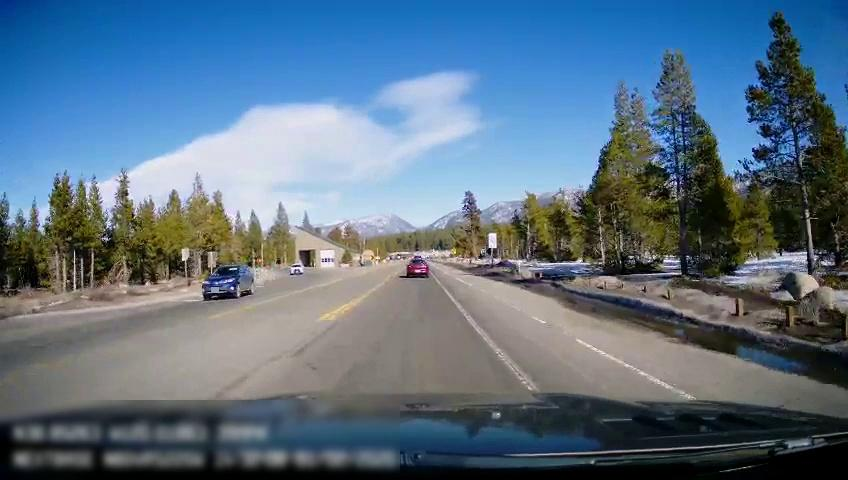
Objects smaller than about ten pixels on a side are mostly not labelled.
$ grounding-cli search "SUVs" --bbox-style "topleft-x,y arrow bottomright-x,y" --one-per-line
201,263 -> 257,300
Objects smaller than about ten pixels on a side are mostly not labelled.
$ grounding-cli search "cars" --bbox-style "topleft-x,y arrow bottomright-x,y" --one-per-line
288,263 -> 305,275
407,259 -> 430,278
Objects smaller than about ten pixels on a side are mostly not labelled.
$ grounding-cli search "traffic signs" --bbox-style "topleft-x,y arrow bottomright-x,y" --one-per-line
487,232 -> 497,249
